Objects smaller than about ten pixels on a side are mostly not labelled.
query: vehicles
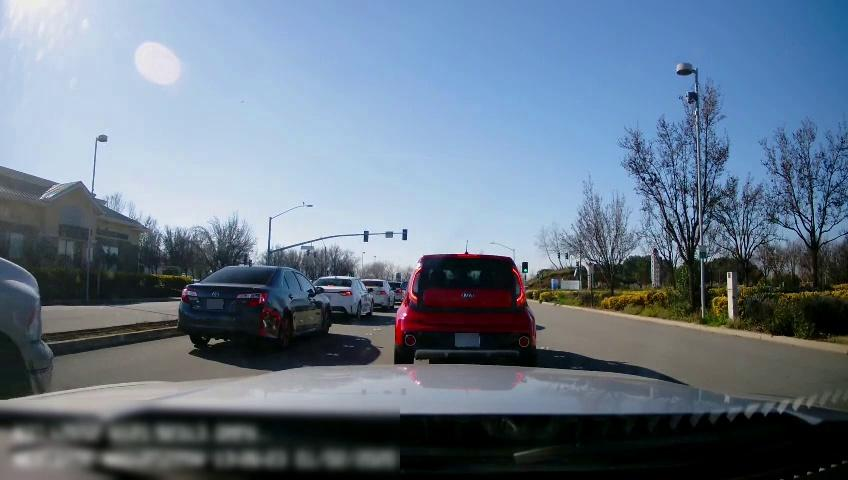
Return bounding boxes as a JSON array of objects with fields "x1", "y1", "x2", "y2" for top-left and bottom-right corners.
[
  {"x1": 394, "y1": 253, "x2": 536, "y2": 368},
  {"x1": 358, "y1": 279, "x2": 396, "y2": 310},
  {"x1": 387, "y1": 281, "x2": 408, "y2": 302},
  {"x1": 313, "y1": 276, "x2": 374, "y2": 323},
  {"x1": 0, "y1": 256, "x2": 57, "y2": 402},
  {"x1": 177, "y1": 265, "x2": 332, "y2": 357}
]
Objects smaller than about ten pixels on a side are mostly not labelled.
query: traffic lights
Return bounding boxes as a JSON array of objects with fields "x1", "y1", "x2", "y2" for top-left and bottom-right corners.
[
  {"x1": 521, "y1": 261, "x2": 528, "y2": 274},
  {"x1": 402, "y1": 229, "x2": 408, "y2": 241},
  {"x1": 363, "y1": 230, "x2": 369, "y2": 242}
]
